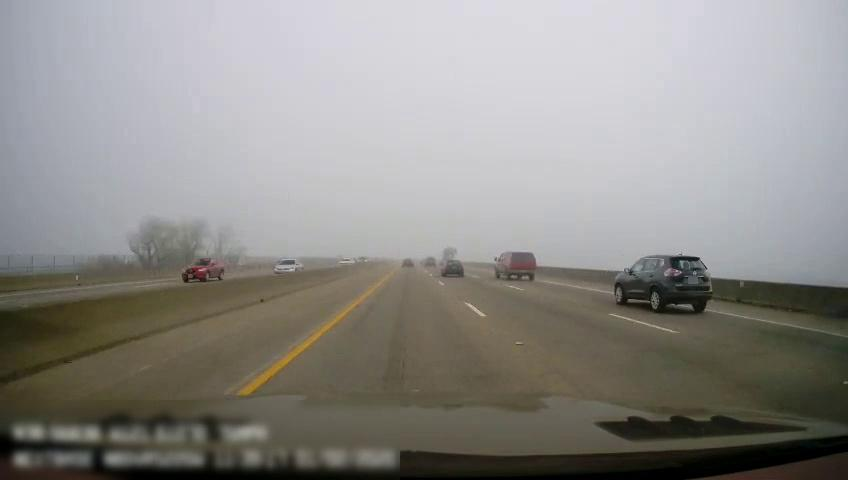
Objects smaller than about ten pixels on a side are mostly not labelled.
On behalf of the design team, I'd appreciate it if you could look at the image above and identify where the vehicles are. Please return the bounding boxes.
[423,256,436,267]
[612,253,714,315]
[181,257,227,284]
[494,250,538,281]
[338,257,357,265]
[272,258,305,275]
[441,259,465,277]
[402,257,414,268]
